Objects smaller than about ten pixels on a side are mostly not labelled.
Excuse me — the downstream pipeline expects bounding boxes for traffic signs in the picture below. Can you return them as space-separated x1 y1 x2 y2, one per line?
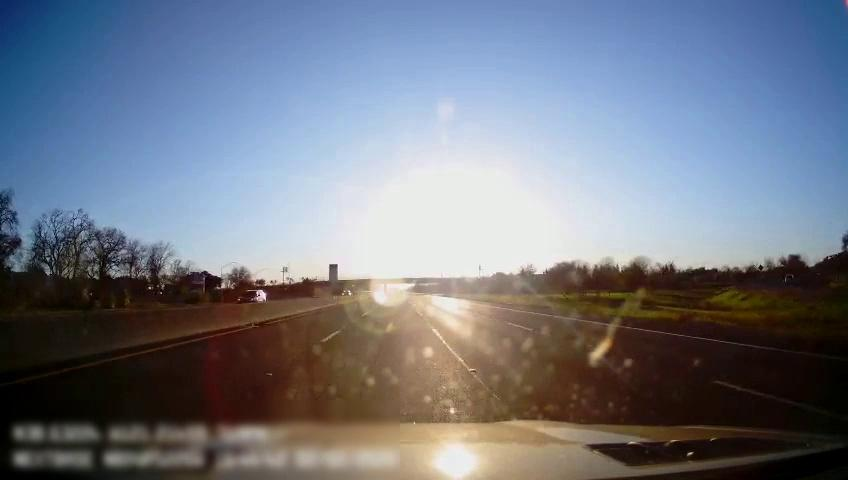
329 263 338 284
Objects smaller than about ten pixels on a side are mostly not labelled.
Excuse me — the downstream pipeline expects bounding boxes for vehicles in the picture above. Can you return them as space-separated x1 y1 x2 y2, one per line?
784 274 795 282
341 290 352 297
236 290 267 306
